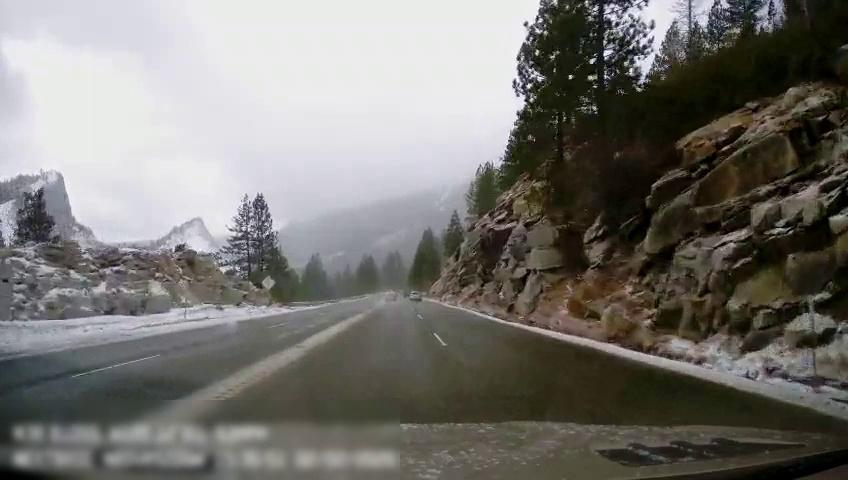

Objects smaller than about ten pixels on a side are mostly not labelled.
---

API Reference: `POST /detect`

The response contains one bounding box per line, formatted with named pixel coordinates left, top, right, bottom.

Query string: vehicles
left=409, top=290, right=422, bottom=302
left=384, top=291, right=398, bottom=301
